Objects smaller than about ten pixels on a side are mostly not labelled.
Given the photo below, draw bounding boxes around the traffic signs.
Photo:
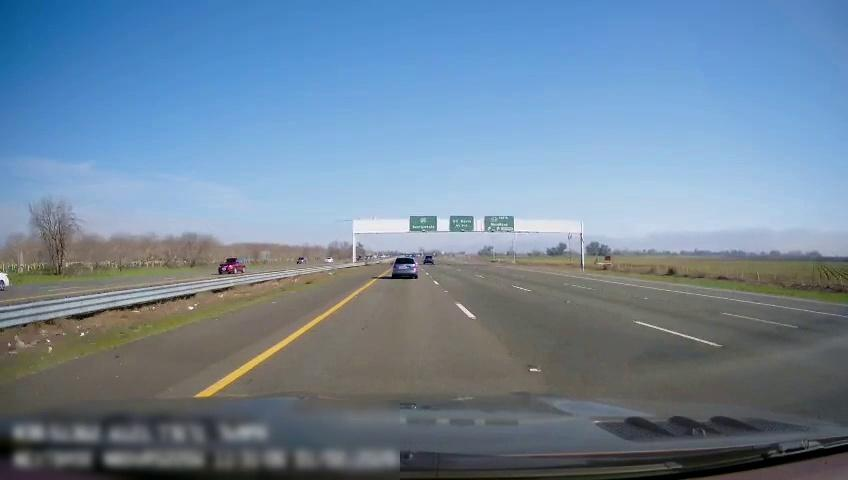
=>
[484,214,515,232]
[449,215,475,233]
[410,214,439,232]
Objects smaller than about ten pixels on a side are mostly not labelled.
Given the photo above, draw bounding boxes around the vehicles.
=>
[423,256,434,265]
[392,256,418,279]
[296,257,307,264]
[217,257,247,275]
